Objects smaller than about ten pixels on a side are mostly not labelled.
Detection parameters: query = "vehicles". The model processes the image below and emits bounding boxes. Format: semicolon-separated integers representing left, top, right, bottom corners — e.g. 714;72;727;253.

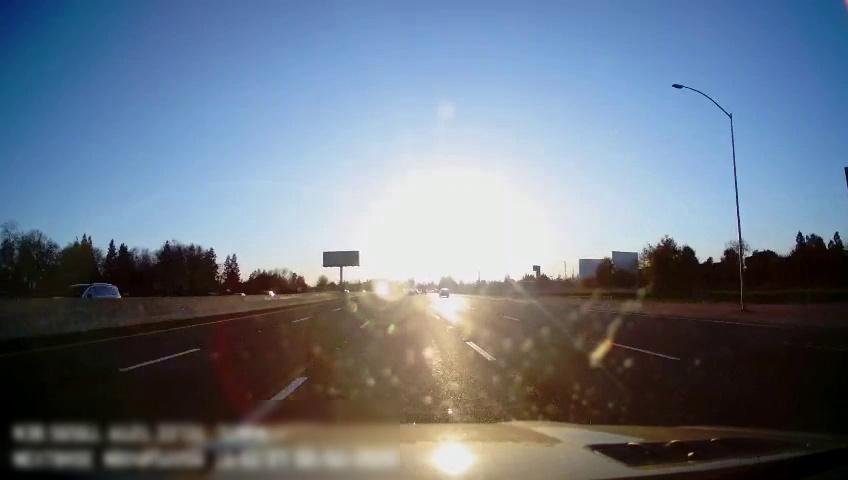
438;287;450;298
53;282;122;299
255;290;276;296
227;292;247;297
